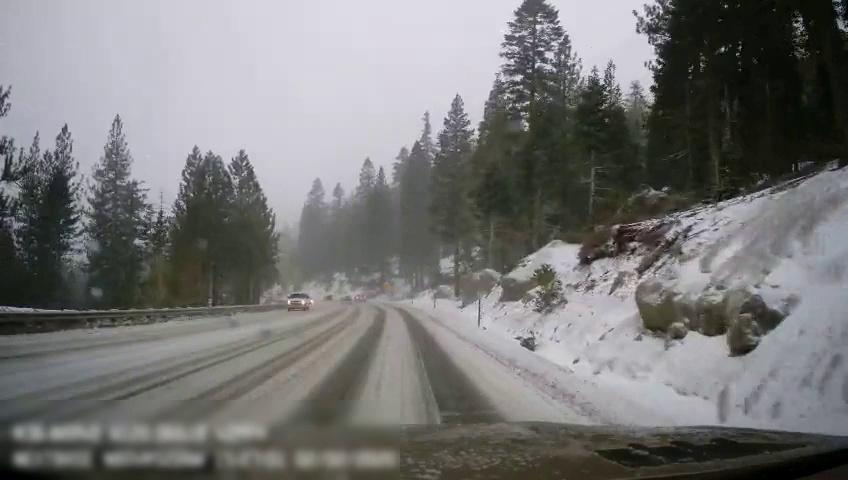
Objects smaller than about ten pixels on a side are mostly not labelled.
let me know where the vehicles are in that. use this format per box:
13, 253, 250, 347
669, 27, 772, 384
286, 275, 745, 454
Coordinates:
286, 292, 310, 312
354, 293, 367, 303
339, 293, 353, 302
